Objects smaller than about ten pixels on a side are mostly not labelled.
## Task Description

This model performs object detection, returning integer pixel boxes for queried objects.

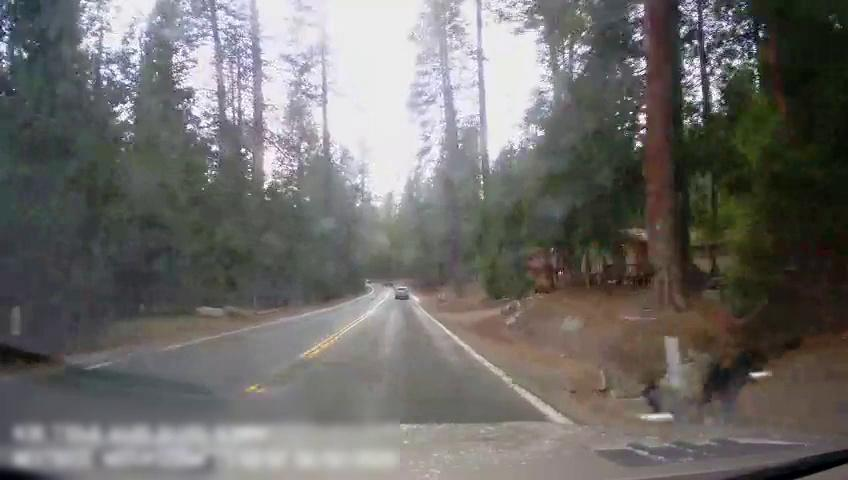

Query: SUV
[394,286,409,300]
